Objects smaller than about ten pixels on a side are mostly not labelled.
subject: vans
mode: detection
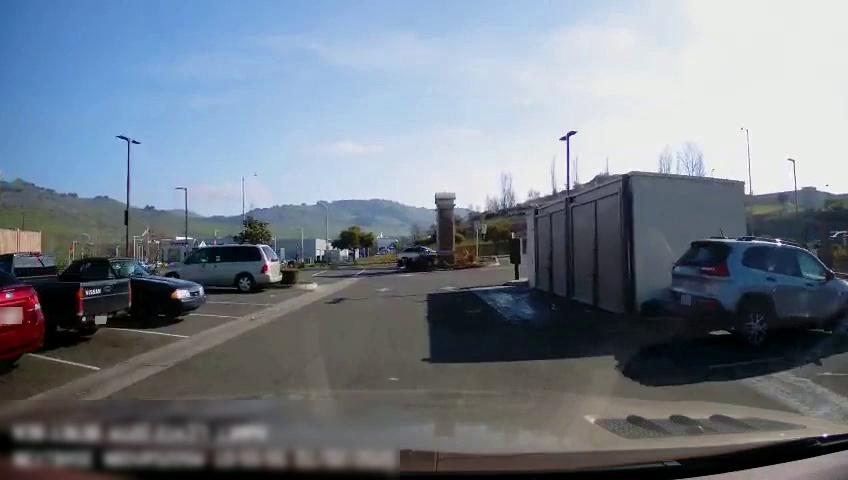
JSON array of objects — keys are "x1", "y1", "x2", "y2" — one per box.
[{"x1": 161, "y1": 244, "x2": 283, "y2": 291}]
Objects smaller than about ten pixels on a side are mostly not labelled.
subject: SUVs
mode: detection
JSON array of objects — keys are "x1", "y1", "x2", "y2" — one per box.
[
  {"x1": 670, "y1": 236, "x2": 848, "y2": 347},
  {"x1": 396, "y1": 245, "x2": 433, "y2": 261}
]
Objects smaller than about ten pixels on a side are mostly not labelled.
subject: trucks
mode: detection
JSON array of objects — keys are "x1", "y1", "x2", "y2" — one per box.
[{"x1": 0, "y1": 248, "x2": 134, "y2": 337}]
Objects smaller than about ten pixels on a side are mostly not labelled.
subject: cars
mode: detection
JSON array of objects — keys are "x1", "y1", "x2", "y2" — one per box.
[
  {"x1": 56, "y1": 258, "x2": 206, "y2": 319},
  {"x1": 0, "y1": 281, "x2": 45, "y2": 365}
]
